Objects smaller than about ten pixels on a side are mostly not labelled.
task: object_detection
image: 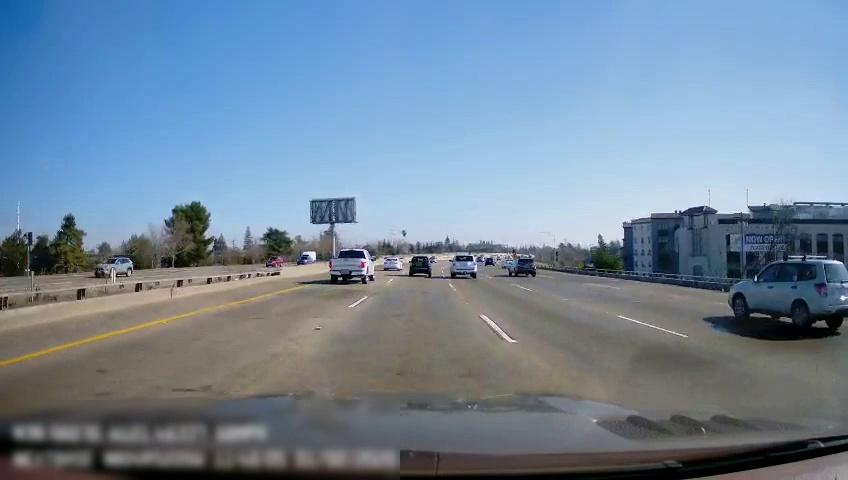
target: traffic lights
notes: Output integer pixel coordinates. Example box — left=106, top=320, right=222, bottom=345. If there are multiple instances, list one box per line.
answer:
left=24, top=232, right=33, bottom=246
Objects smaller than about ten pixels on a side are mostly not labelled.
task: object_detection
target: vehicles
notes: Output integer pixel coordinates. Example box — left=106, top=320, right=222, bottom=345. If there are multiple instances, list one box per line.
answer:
left=507, top=258, right=537, bottom=278
left=327, top=248, right=377, bottom=285
left=502, top=260, right=513, bottom=269
left=727, top=254, right=848, bottom=332
left=484, top=257, right=495, bottom=267
left=448, top=254, right=478, bottom=280
left=93, top=255, right=134, bottom=280
left=382, top=257, right=403, bottom=272
left=266, top=255, right=284, bottom=268
left=302, top=251, right=317, bottom=264
left=408, top=255, right=433, bottom=277
left=297, top=254, right=310, bottom=266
